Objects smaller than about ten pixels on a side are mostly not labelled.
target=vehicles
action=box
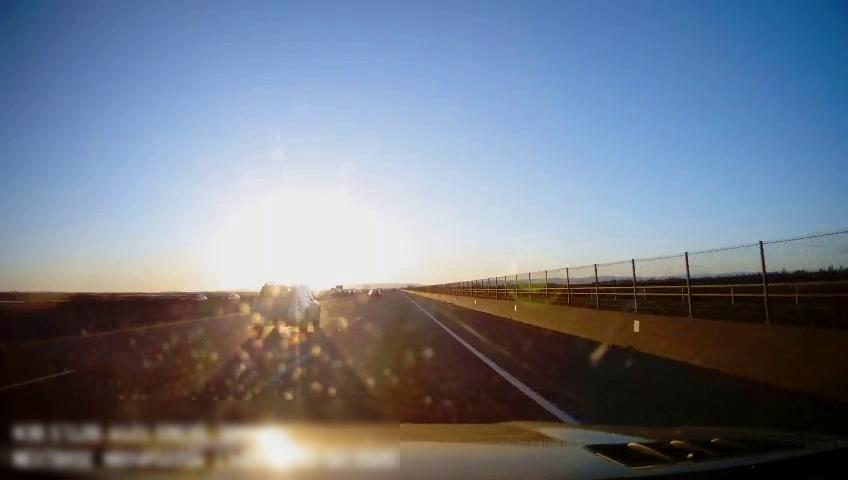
[221,294,241,301]
[252,282,321,333]
[369,289,382,299]
[180,294,207,303]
